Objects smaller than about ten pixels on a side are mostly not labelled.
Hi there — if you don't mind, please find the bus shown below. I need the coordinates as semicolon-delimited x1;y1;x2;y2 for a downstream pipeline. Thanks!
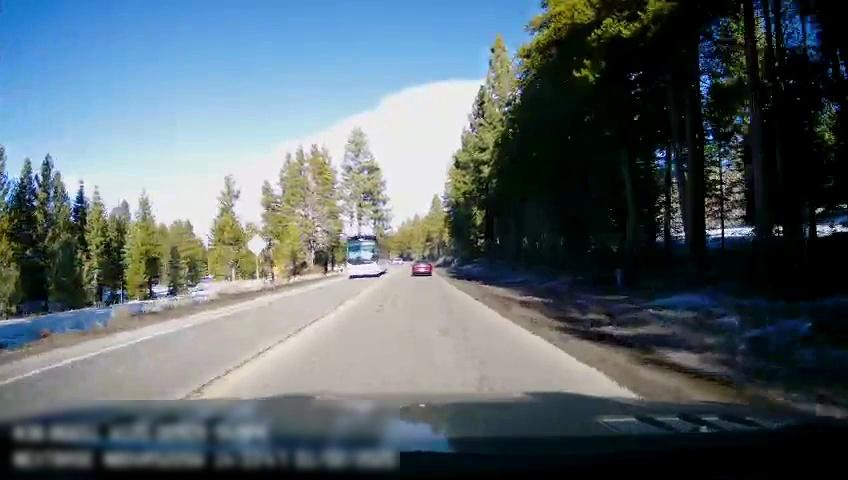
345;235;389;279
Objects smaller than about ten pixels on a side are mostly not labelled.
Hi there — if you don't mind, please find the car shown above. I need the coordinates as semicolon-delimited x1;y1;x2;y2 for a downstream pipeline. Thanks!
411;258;433;277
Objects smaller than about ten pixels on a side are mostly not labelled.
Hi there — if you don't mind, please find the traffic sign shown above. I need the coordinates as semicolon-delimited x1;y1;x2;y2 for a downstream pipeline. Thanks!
243;232;271;256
